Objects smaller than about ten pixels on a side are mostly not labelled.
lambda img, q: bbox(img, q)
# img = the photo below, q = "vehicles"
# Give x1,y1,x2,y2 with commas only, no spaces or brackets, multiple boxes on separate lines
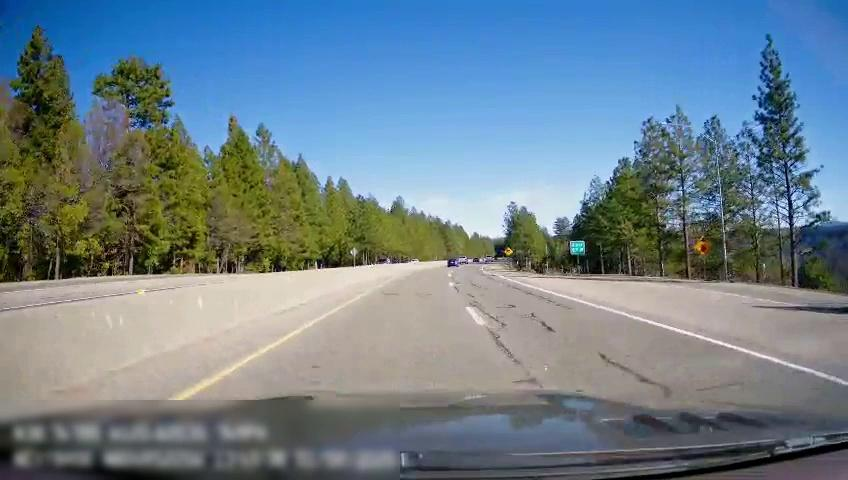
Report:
377,258,391,265
448,258,460,268
408,258,420,264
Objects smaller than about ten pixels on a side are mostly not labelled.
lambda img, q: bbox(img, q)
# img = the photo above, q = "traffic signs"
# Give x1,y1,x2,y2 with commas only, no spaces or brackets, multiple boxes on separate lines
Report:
693,240,711,256
504,247,513,256
568,240,587,256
